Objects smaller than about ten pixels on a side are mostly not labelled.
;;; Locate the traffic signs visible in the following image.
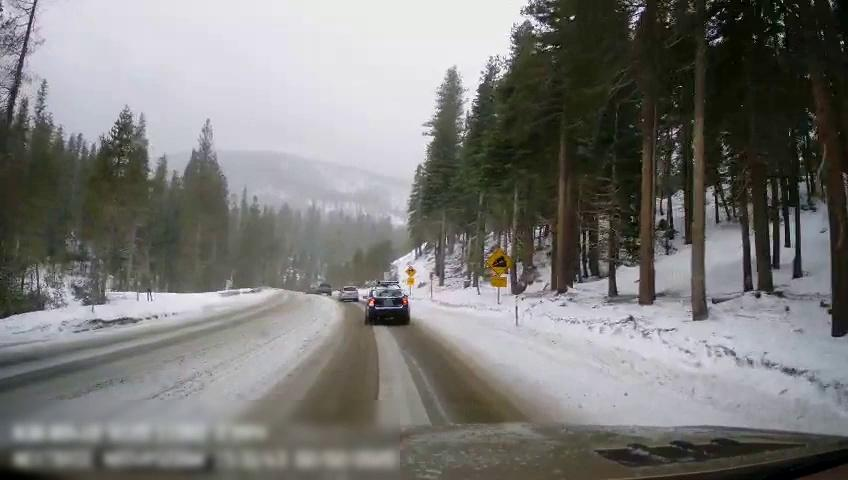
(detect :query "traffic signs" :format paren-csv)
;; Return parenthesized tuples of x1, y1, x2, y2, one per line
(405, 265, 417, 277)
(491, 276, 508, 288)
(486, 248, 511, 276)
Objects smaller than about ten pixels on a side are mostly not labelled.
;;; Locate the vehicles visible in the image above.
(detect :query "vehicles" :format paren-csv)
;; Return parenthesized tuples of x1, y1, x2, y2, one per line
(316, 284, 332, 296)
(338, 287, 359, 303)
(362, 280, 410, 325)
